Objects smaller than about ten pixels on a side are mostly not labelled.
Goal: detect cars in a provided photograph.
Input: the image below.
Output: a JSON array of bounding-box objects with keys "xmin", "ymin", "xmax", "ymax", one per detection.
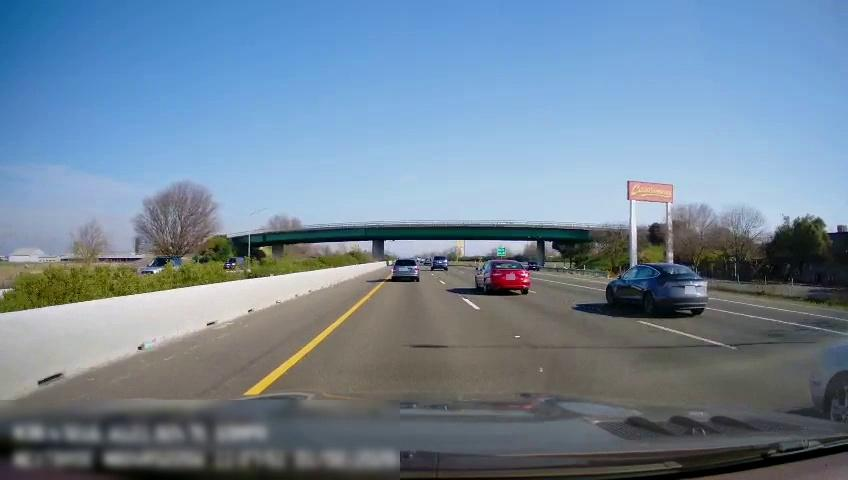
[
  {"xmin": 524, "ymin": 260, "xmax": 541, "ymax": 273},
  {"xmin": 605, "ymin": 263, "xmax": 709, "ymax": 318},
  {"xmin": 473, "ymin": 259, "xmax": 532, "ymax": 295},
  {"xmin": 807, "ymin": 338, "xmax": 848, "ymax": 427}
]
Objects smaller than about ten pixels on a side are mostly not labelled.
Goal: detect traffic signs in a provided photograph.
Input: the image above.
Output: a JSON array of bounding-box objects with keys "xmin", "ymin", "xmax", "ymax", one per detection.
[{"xmin": 496, "ymin": 246, "xmax": 506, "ymax": 257}]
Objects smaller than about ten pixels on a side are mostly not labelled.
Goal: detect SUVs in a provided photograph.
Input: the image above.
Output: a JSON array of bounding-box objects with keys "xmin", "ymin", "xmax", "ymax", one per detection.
[
  {"xmin": 430, "ymin": 254, "xmax": 450, "ymax": 271},
  {"xmin": 136, "ymin": 255, "xmax": 184, "ymax": 277},
  {"xmin": 221, "ymin": 256, "xmax": 246, "ymax": 271},
  {"xmin": 392, "ymin": 257, "xmax": 421, "ymax": 282}
]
